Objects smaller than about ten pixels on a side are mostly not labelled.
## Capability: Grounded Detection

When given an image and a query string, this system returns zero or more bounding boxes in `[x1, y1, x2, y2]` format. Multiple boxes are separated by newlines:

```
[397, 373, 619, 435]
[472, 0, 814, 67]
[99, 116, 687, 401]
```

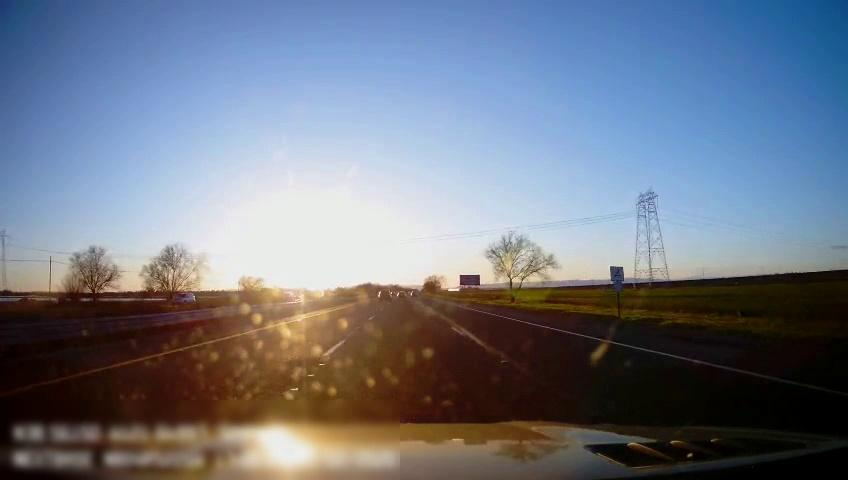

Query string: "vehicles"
[281, 292, 295, 300]
[380, 290, 391, 299]
[172, 292, 196, 305]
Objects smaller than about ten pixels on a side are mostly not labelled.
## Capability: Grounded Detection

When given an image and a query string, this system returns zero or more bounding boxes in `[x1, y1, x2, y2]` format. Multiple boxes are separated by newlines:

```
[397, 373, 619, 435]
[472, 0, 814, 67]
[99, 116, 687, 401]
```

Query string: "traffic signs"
[609, 266, 625, 282]
[613, 282, 624, 292]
